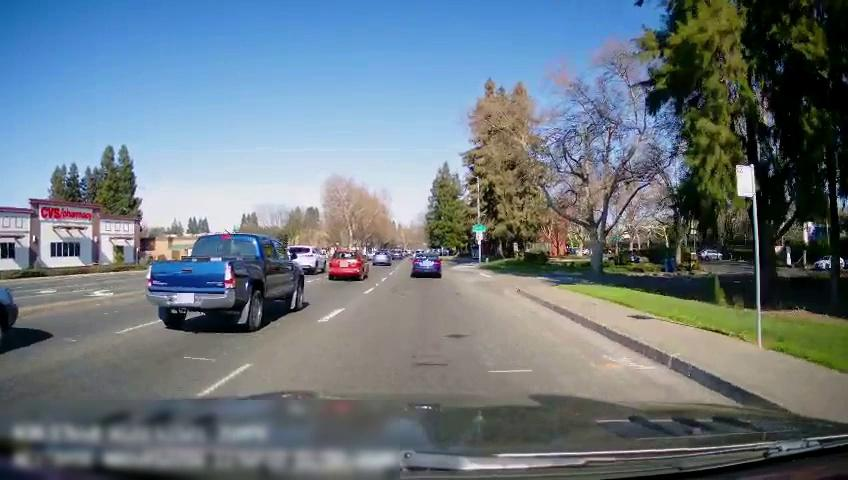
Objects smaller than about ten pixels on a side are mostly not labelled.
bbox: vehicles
[327,249,368,281]
[372,250,390,265]
[144,232,305,332]
[287,246,328,275]
[0,286,22,348]
[391,248,402,259]
[411,253,443,279]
